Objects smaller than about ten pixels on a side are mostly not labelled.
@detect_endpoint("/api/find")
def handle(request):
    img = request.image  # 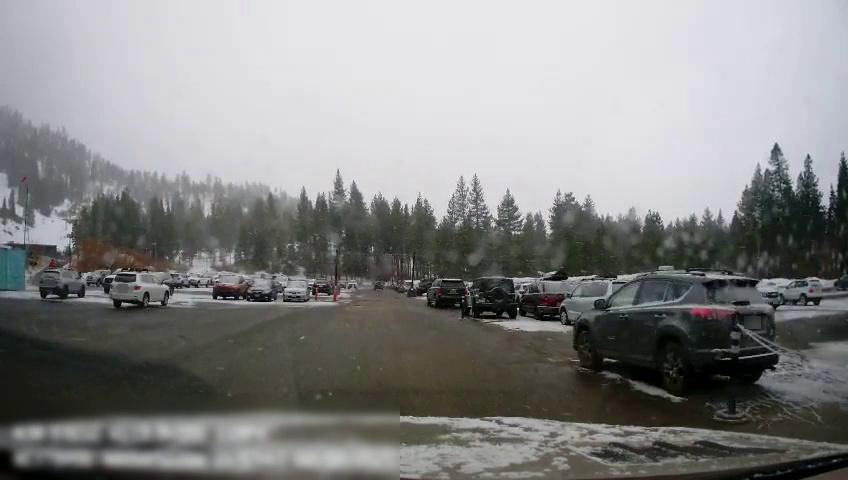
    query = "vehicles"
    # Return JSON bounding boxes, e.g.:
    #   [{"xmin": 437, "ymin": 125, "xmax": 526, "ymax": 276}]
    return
[
  {"xmin": 757, "ymin": 280, "xmax": 779, "ymax": 311},
  {"xmin": 170, "ymin": 272, "xmax": 187, "ymax": 289},
  {"xmin": 212, "ymin": 275, "xmax": 248, "ymax": 300},
  {"xmin": 110, "ymin": 271, "xmax": 172, "ymax": 307},
  {"xmin": 426, "ymin": 278, "xmax": 469, "ymax": 309},
  {"xmin": 778, "ymin": 280, "xmax": 822, "ymax": 307},
  {"xmin": 38, "ymin": 270, "xmax": 86, "ymax": 301},
  {"xmin": 571, "ymin": 271, "xmax": 778, "ymax": 396},
  {"xmin": 460, "ymin": 278, "xmax": 518, "ymax": 321},
  {"xmin": 559, "ymin": 280, "xmax": 628, "ymax": 326},
  {"xmin": 416, "ymin": 278, "xmax": 433, "ymax": 297},
  {"xmin": 311, "ymin": 280, "xmax": 332, "ymax": 296},
  {"xmin": 248, "ymin": 279, "xmax": 277, "ymax": 302},
  {"xmin": 283, "ymin": 280, "xmax": 310, "ymax": 303},
  {"xmin": 518, "ymin": 281, "xmax": 571, "ymax": 320},
  {"xmin": 181, "ymin": 273, "xmax": 212, "ymax": 289},
  {"xmin": 833, "ymin": 274, "xmax": 848, "ymax": 291},
  {"xmin": 153, "ymin": 271, "xmax": 175, "ymax": 296},
  {"xmin": 103, "ymin": 270, "xmax": 118, "ymax": 294}
]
